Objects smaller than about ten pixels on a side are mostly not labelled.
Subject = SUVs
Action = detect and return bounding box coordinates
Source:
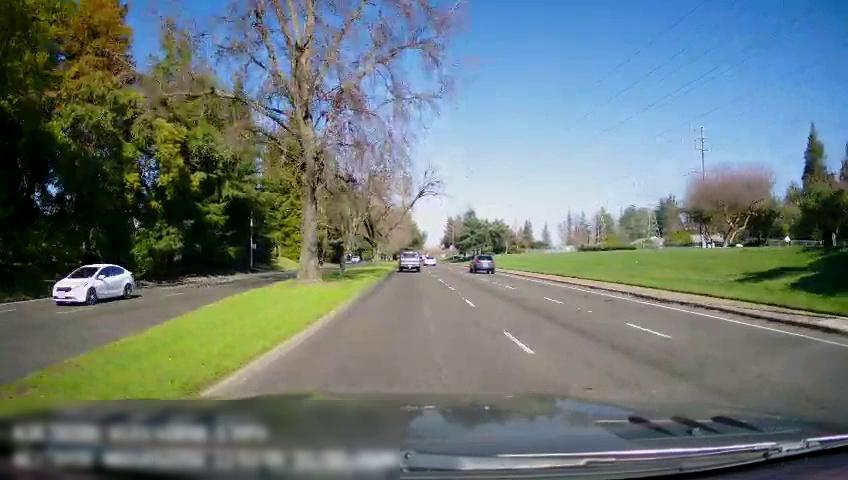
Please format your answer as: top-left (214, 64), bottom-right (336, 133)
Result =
top-left (468, 255), bottom-right (495, 274)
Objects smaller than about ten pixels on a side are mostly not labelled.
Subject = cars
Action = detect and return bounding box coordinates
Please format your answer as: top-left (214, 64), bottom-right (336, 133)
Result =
top-left (424, 256), bottom-right (436, 266)
top-left (52, 264), bottom-right (136, 307)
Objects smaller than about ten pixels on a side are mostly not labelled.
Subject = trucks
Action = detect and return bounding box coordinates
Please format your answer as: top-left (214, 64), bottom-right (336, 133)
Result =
top-left (398, 254), bottom-right (421, 273)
